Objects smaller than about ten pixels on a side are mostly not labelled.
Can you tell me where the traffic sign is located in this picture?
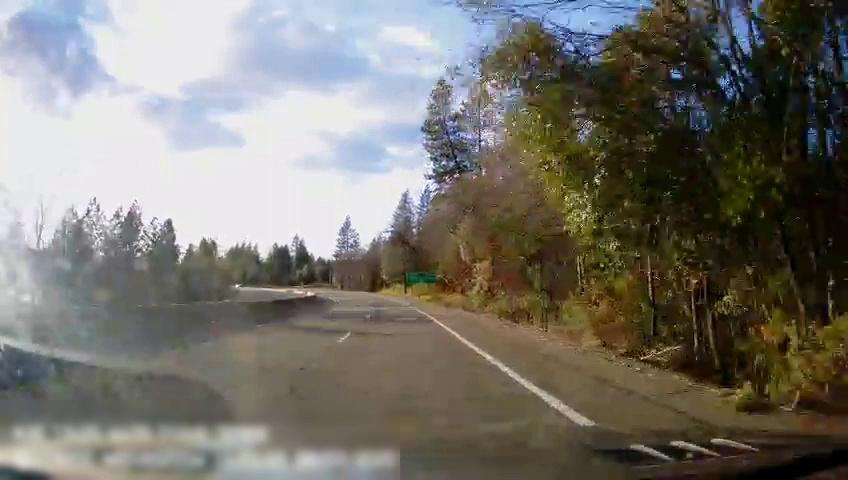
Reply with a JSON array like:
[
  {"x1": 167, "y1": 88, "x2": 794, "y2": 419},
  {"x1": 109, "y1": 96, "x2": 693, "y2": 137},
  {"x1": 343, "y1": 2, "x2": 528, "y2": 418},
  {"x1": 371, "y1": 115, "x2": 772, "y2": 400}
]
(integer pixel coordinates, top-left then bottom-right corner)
[{"x1": 405, "y1": 271, "x2": 437, "y2": 285}]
